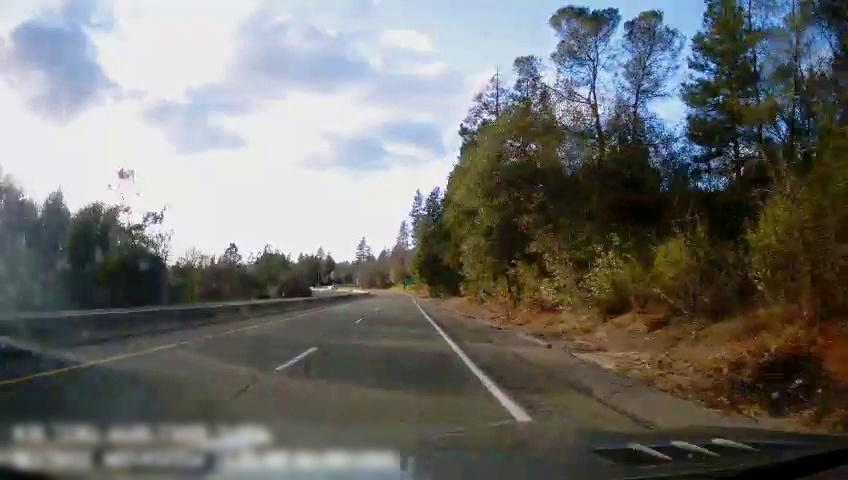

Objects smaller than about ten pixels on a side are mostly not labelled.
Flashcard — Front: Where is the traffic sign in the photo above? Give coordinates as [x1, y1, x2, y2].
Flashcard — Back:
[404, 278, 415, 285]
